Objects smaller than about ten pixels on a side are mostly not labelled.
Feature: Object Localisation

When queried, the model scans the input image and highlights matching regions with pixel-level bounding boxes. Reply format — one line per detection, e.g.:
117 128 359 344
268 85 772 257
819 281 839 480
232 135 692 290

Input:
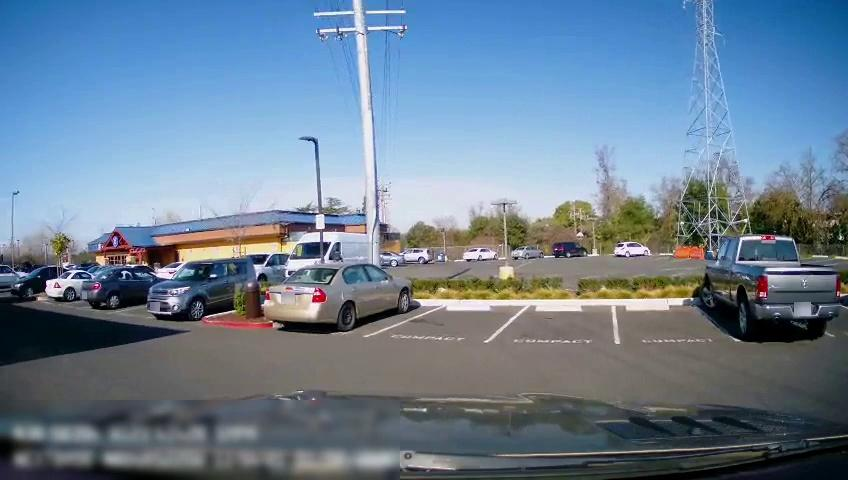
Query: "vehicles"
282 231 369 282
0 264 21 292
614 242 652 258
552 242 589 259
399 248 431 264
146 255 259 322
463 248 496 262
149 261 187 280
263 262 414 332
249 251 290 285
80 266 119 277
384 251 407 267
699 233 841 340
65 262 99 271
511 246 544 260
45 270 96 302
120 264 156 273
80 267 165 310
8 265 67 300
